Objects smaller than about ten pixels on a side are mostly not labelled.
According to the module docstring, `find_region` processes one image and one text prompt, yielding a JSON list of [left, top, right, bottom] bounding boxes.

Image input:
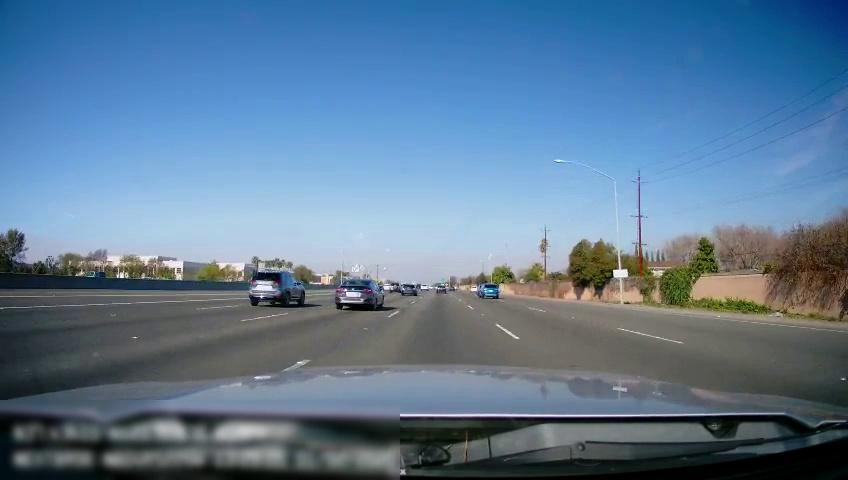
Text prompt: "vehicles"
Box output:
[[85, 270, 107, 278], [436, 285, 447, 295], [248, 270, 307, 307], [400, 283, 418, 297], [389, 282, 402, 294], [335, 278, 385, 311], [477, 283, 499, 300]]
